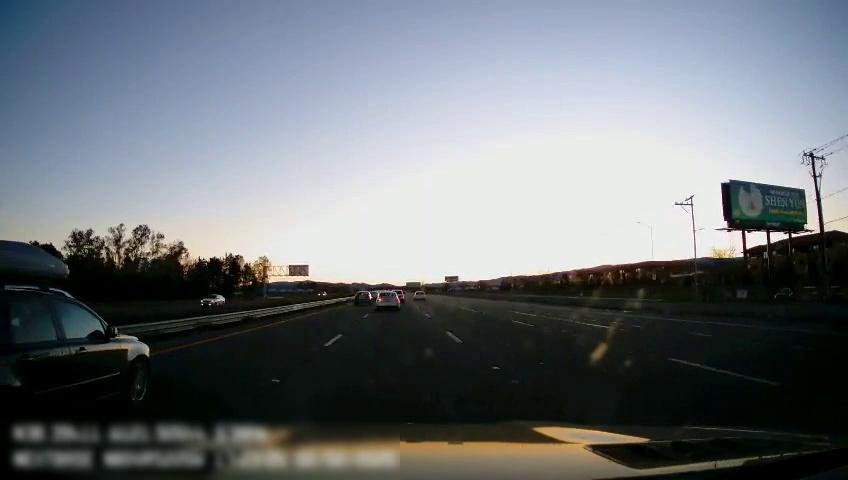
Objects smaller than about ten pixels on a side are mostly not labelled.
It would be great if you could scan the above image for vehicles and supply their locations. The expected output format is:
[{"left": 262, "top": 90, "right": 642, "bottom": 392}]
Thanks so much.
[
  {"left": 375, "top": 291, "right": 400, "bottom": 310},
  {"left": 200, "top": 294, "right": 226, "bottom": 308},
  {"left": 317, "top": 291, "right": 328, "bottom": 297},
  {"left": 370, "top": 290, "right": 380, "bottom": 300},
  {"left": 354, "top": 290, "right": 373, "bottom": 306},
  {"left": 413, "top": 291, "right": 427, "bottom": 301},
  {"left": 391, "top": 289, "right": 406, "bottom": 305},
  {"left": 0, "top": 283, "right": 154, "bottom": 460}
]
